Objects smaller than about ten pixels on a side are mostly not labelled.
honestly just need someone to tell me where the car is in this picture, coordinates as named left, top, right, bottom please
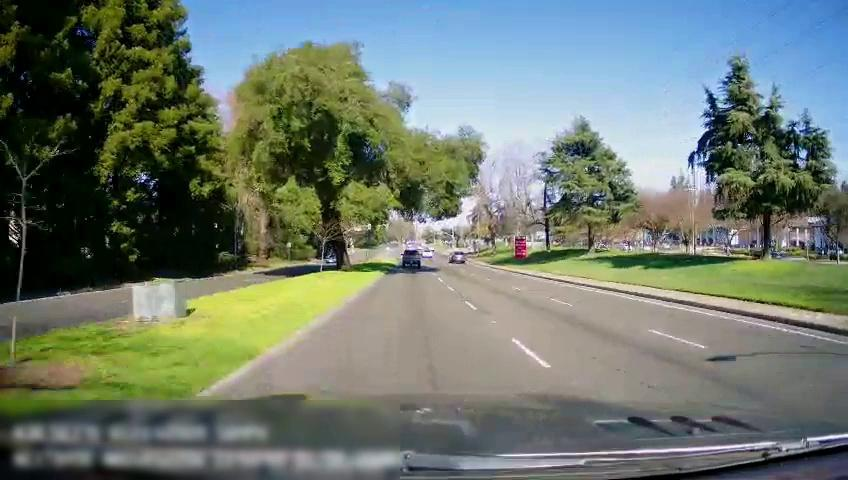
left=449, top=250, right=466, bottom=265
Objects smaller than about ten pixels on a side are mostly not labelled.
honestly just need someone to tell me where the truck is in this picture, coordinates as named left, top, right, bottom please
left=400, top=249, right=422, bottom=268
